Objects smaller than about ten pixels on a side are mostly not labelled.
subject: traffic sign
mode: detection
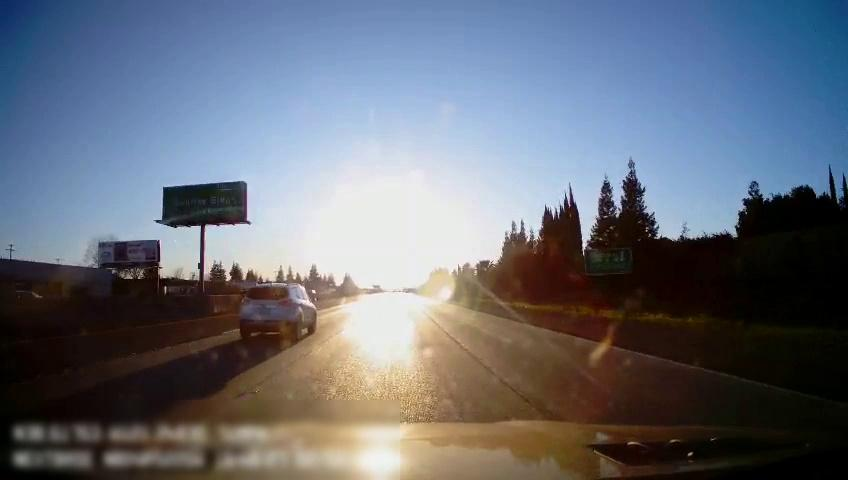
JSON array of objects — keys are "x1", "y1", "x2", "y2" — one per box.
[{"x1": 584, "y1": 248, "x2": 635, "y2": 274}]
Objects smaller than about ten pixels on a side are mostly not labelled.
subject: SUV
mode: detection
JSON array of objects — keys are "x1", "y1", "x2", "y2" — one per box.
[{"x1": 239, "y1": 281, "x2": 317, "y2": 341}]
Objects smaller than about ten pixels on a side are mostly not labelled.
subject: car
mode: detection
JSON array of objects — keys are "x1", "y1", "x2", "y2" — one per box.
[{"x1": 0, "y1": 291, "x2": 43, "y2": 306}]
